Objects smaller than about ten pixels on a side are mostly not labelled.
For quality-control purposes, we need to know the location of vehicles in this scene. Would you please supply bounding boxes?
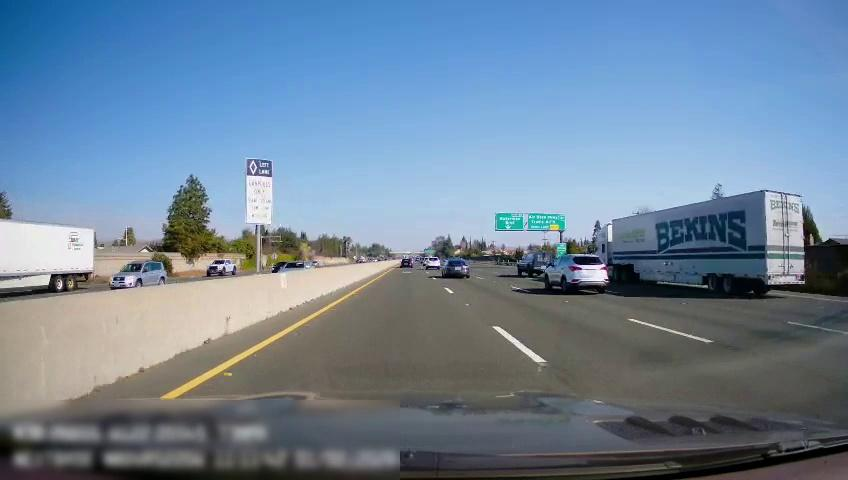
[0,220,96,293]
[425,257,441,270]
[206,258,237,277]
[277,260,312,273]
[595,189,806,297]
[516,252,555,278]
[544,253,610,294]
[109,261,168,291]
[271,261,287,274]
[399,257,414,269]
[439,259,471,278]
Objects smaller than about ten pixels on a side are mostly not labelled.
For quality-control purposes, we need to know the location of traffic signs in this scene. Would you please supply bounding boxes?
[527,212,567,231]
[495,211,526,231]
